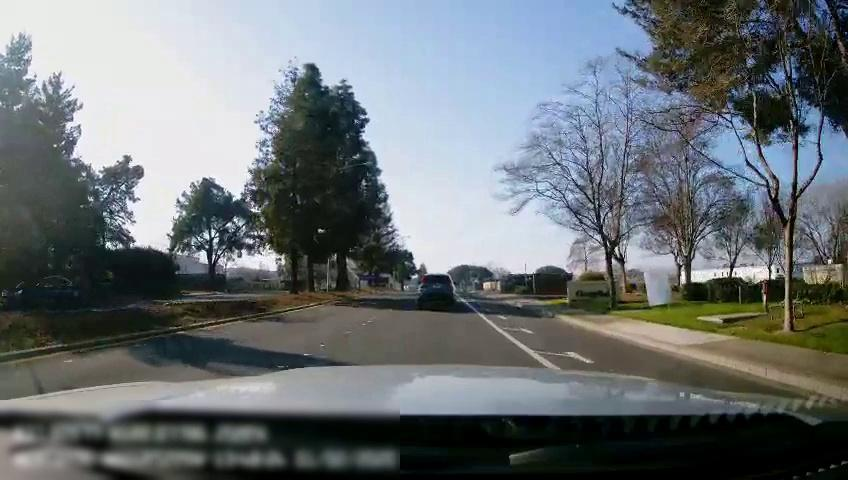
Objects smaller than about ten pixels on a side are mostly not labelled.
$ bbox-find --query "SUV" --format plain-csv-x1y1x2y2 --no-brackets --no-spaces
416,274,456,308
